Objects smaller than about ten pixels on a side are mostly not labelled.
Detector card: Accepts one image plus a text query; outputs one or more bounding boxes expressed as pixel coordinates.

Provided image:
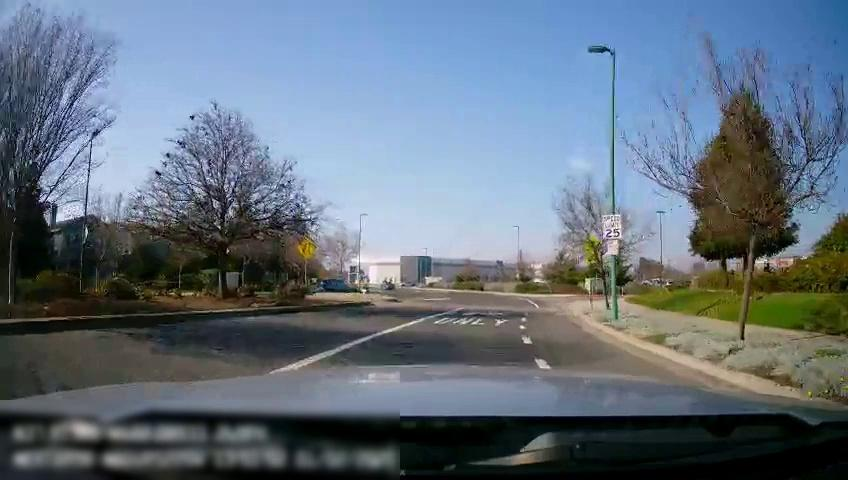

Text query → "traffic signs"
[606,240,619,256]
[295,238,315,260]
[582,239,602,263]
